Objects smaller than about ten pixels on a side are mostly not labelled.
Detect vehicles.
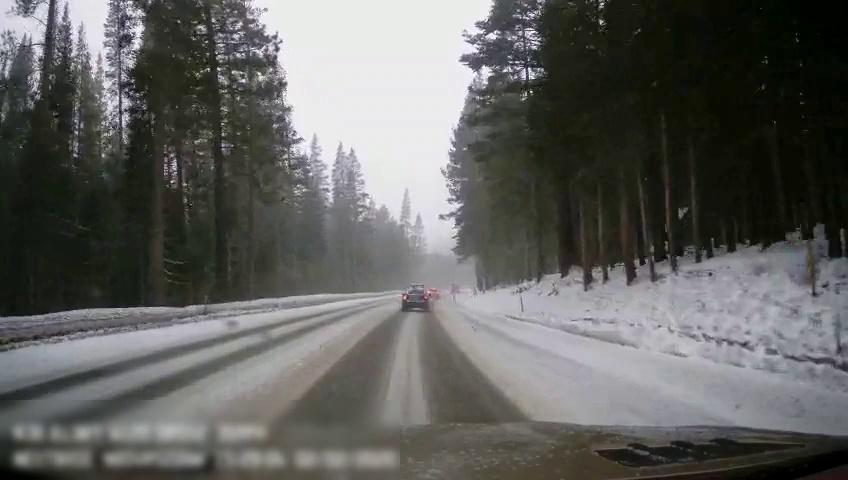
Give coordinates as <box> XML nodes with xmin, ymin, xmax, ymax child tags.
<box><xmin>401</xmin><ymin>284</ymin><xmax>432</xmax><ymax>313</ymax></box>
<box><xmin>427</xmin><ymin>288</ymin><xmax>440</xmax><ymax>299</ymax></box>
